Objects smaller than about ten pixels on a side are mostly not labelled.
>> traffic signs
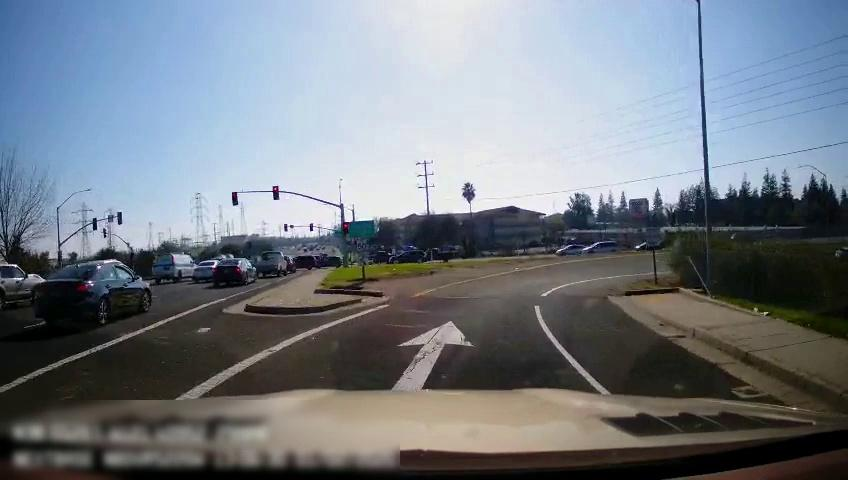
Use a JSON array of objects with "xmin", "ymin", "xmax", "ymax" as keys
[{"xmin": 350, "ymin": 221, "xmax": 376, "ymax": 241}]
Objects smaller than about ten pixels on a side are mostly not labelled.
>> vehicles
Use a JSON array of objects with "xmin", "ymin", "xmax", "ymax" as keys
[
  {"xmin": 424, "ymin": 248, "xmax": 449, "ymax": 262},
  {"xmin": 555, "ymin": 244, "xmax": 585, "ymax": 256},
  {"xmin": 575, "ymin": 241, "xmax": 616, "ymax": 257},
  {"xmin": 346, "ymin": 255, "xmax": 354, "ymax": 264},
  {"xmin": 255, "ymin": 250, "xmax": 288, "ymax": 277},
  {"xmin": 0, "ymin": 263, "xmax": 45, "ymax": 302},
  {"xmin": 211, "ymin": 257, "xmax": 258, "ymax": 285},
  {"xmin": 368, "ymin": 250, "xmax": 390, "ymax": 264},
  {"xmin": 290, "ymin": 255, "xmax": 320, "ymax": 270},
  {"xmin": 320, "ymin": 256, "xmax": 341, "ymax": 267},
  {"xmin": 192, "ymin": 259, "xmax": 220, "ymax": 280},
  {"xmin": 151, "ymin": 254, "xmax": 197, "ymax": 282},
  {"xmin": 34, "ymin": 260, "xmax": 153, "ymax": 327},
  {"xmin": 388, "ymin": 250, "xmax": 424, "ymax": 264},
  {"xmin": 634, "ymin": 240, "xmax": 656, "ymax": 252}
]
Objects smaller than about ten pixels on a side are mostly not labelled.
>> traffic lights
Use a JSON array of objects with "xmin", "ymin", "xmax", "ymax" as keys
[
  {"xmin": 272, "ymin": 185, "xmax": 280, "ymax": 201},
  {"xmin": 117, "ymin": 211, "xmax": 123, "ymax": 225},
  {"xmin": 231, "ymin": 191, "xmax": 239, "ymax": 206},
  {"xmin": 92, "ymin": 217, "xmax": 98, "ymax": 231},
  {"xmin": 342, "ymin": 221, "xmax": 349, "ymax": 237}
]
